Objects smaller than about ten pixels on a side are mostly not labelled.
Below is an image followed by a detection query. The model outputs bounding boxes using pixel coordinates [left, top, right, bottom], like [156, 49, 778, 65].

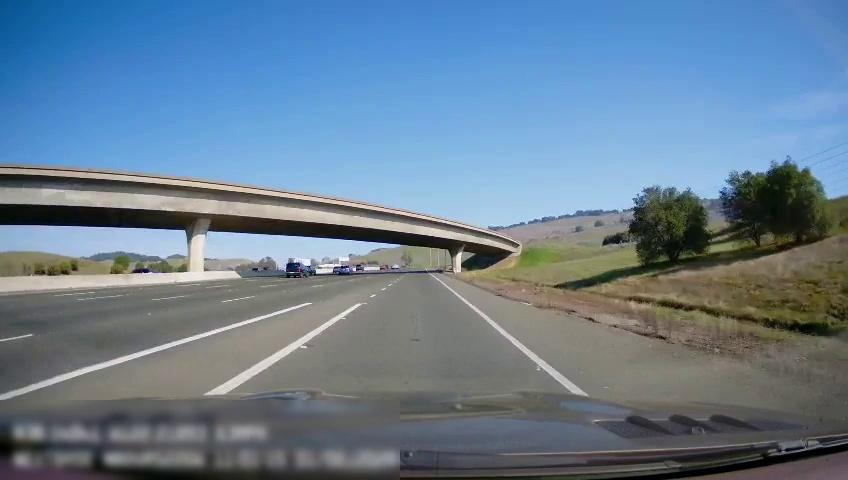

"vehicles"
[338, 264, 353, 276]
[285, 262, 310, 279]
[286, 256, 312, 268]
[304, 265, 318, 277]
[130, 267, 155, 274]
